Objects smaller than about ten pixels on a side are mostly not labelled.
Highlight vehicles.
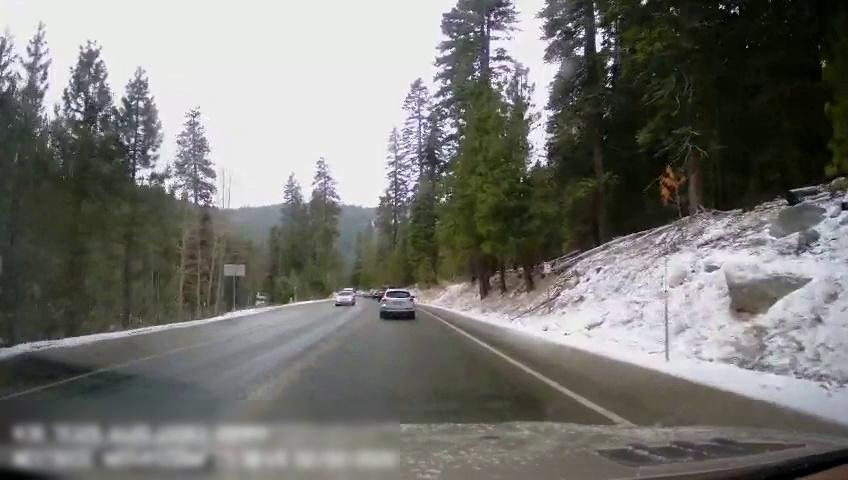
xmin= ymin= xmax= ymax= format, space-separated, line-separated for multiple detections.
xmin=378 ymin=285 xmax=397 ymax=302
xmin=380 ymin=289 xmax=415 ymax=318
xmin=335 ymin=291 xmax=356 ymax=306
xmin=342 ymin=287 xmax=354 ymax=293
